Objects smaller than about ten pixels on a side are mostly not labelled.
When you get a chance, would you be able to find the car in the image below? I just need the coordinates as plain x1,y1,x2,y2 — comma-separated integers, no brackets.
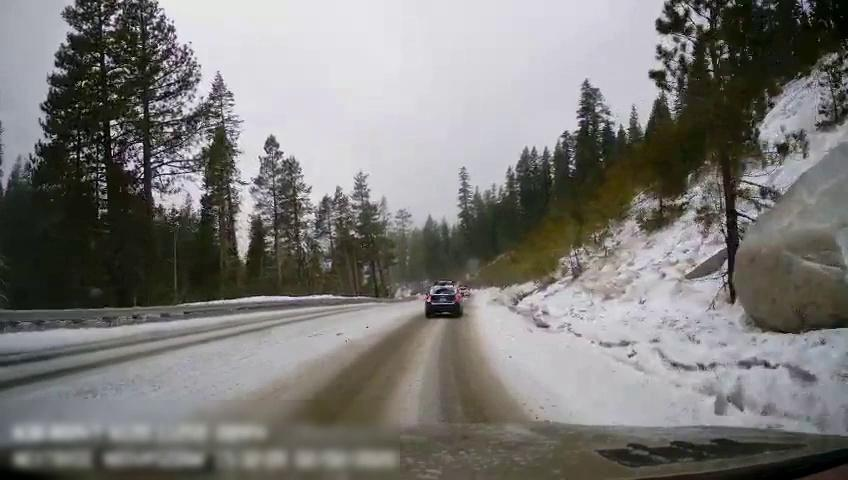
424,279,464,319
